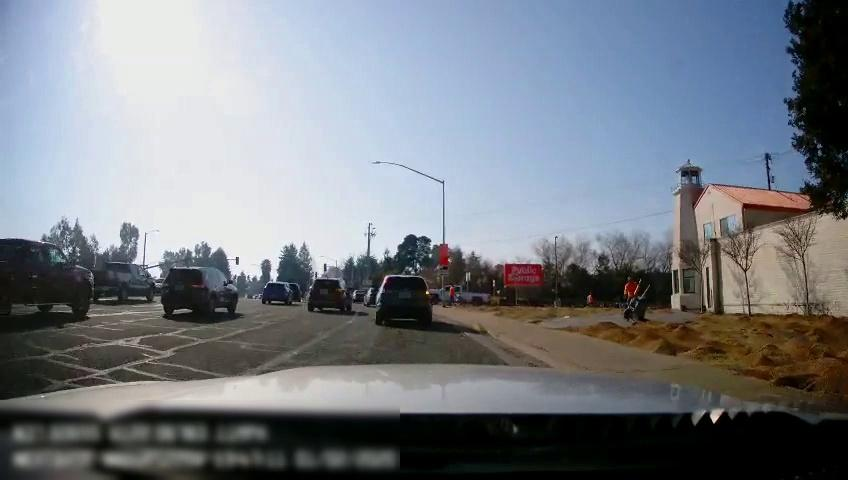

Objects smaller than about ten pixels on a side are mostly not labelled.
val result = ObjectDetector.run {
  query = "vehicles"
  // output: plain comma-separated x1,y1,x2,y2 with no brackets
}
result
353,288,368,304
159,265,239,321
93,261,157,305
375,274,432,327
431,285,489,307
288,283,302,301
261,282,295,306
307,277,355,315
153,278,165,294
362,286,381,307
0,237,93,319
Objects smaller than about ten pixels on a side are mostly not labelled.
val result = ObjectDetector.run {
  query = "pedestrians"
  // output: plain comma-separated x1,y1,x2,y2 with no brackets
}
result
585,290,594,308
449,283,455,306
624,277,635,306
